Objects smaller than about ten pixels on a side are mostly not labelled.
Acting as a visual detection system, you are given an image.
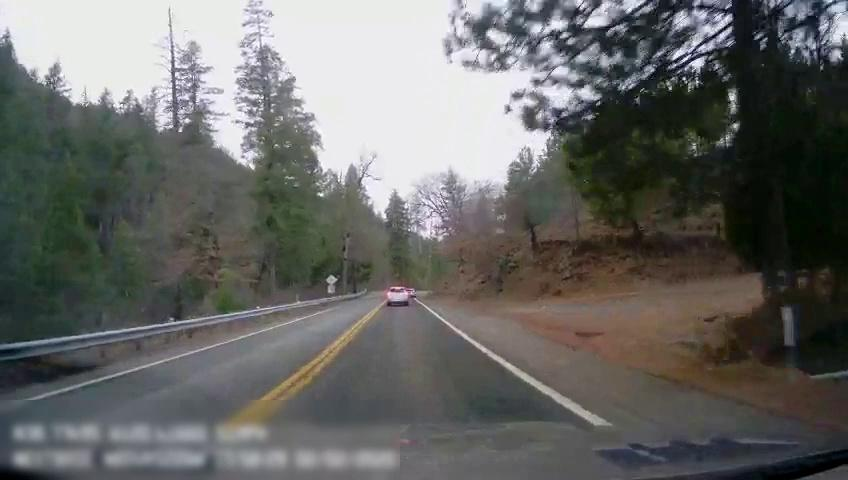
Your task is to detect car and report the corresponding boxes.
[387,286,408,306]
